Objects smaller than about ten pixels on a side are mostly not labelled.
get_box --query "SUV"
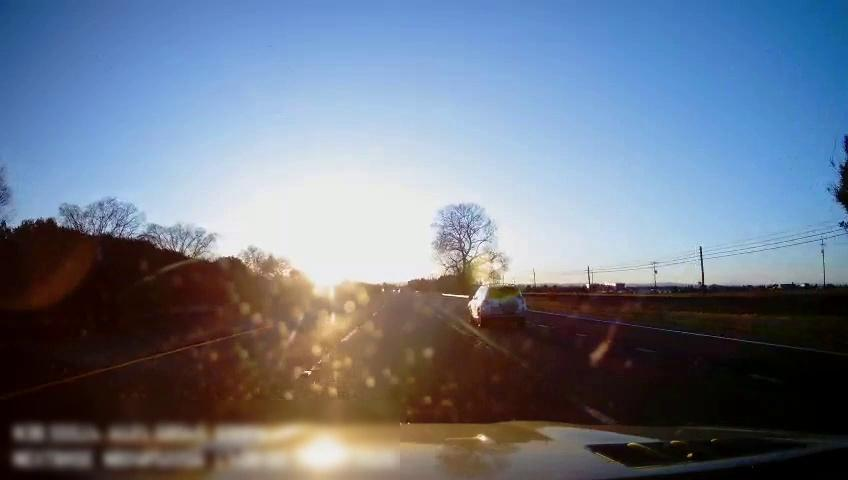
[469,285,526,330]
